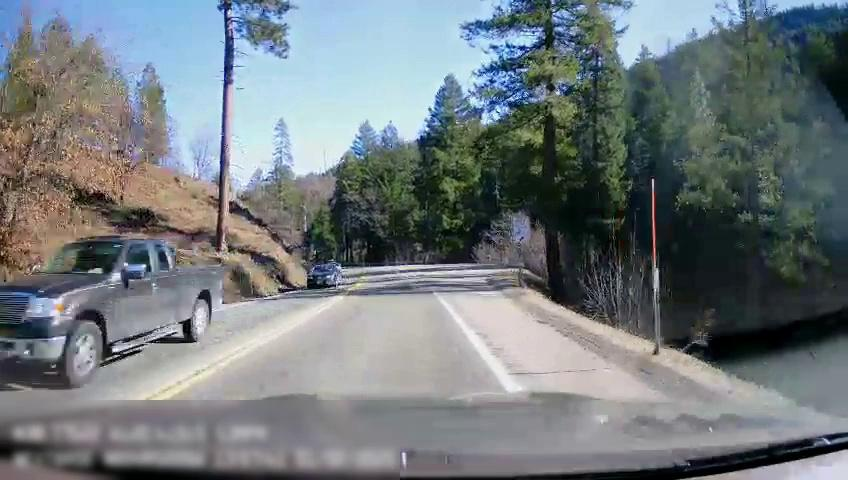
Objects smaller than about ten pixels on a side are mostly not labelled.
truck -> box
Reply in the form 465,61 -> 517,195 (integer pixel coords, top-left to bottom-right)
0,235 -> 225,388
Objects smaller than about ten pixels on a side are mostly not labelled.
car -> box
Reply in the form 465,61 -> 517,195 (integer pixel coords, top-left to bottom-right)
305,263 -> 346,289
